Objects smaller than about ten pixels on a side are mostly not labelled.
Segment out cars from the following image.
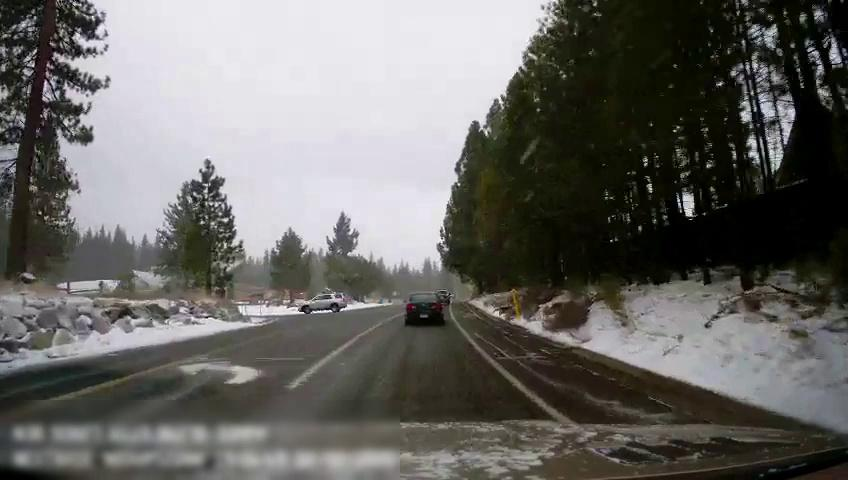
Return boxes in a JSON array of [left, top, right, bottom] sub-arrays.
[[404, 293, 444, 327], [433, 288, 451, 304]]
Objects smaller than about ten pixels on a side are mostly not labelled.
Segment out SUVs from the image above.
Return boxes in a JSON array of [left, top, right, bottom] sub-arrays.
[[298, 292, 348, 315]]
